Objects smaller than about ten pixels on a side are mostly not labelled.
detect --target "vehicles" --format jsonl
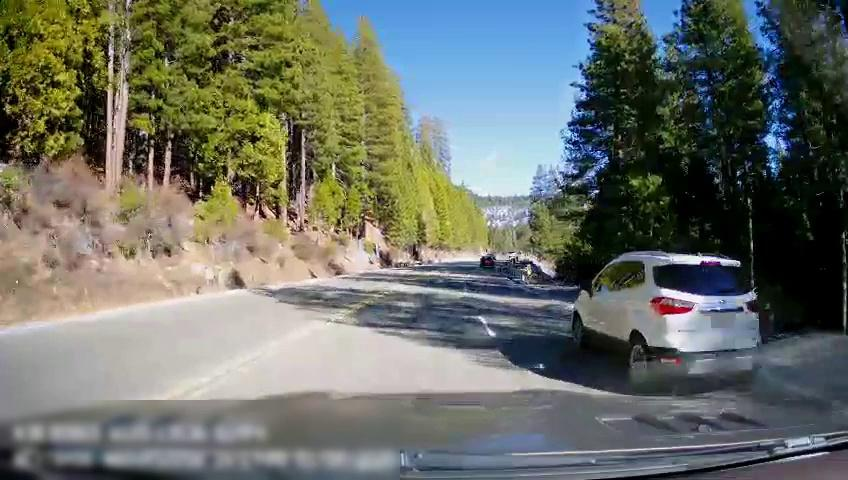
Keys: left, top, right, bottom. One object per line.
{"left": 569, "top": 250, "right": 763, "bottom": 392}
{"left": 479, "top": 255, "right": 496, "bottom": 268}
